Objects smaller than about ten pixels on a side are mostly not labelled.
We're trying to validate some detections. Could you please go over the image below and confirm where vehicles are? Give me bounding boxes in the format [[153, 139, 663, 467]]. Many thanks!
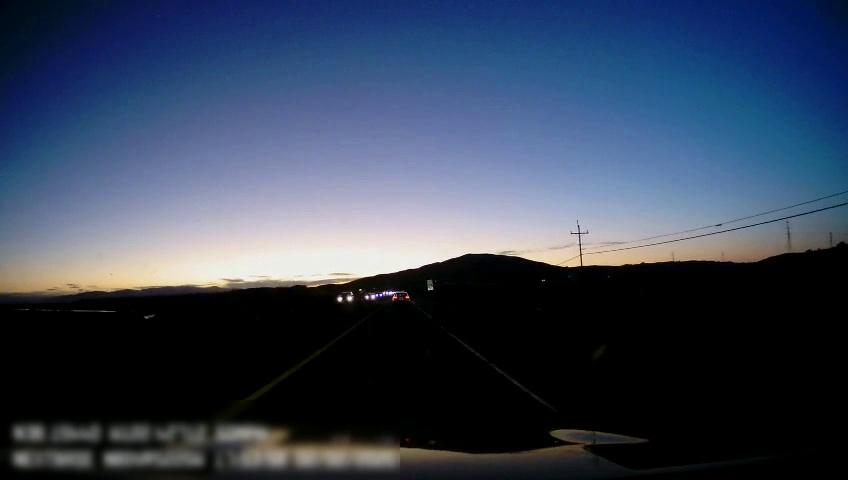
[[336, 291, 355, 305], [391, 291, 411, 306], [364, 292, 376, 301]]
